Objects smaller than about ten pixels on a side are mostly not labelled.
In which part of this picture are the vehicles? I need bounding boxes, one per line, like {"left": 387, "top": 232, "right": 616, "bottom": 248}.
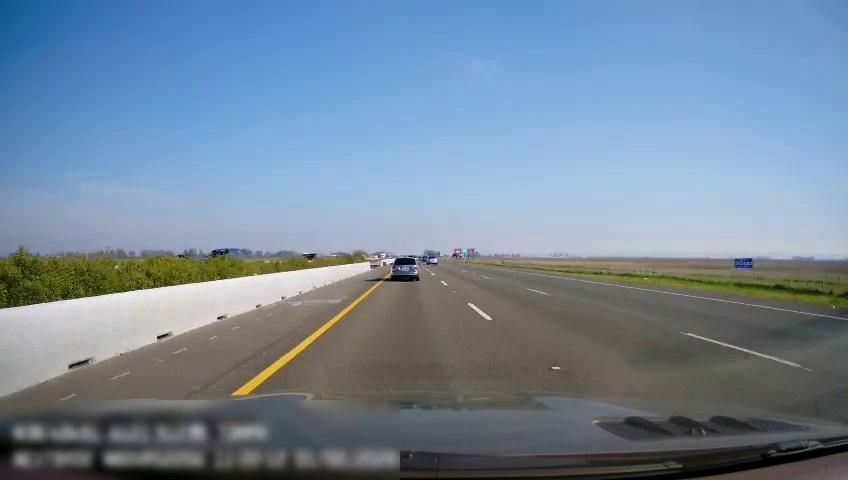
{"left": 298, "top": 253, "right": 318, "bottom": 264}
{"left": 389, "top": 256, "right": 421, "bottom": 282}
{"left": 205, "top": 248, "right": 230, "bottom": 263}
{"left": 426, "top": 256, "right": 438, "bottom": 266}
